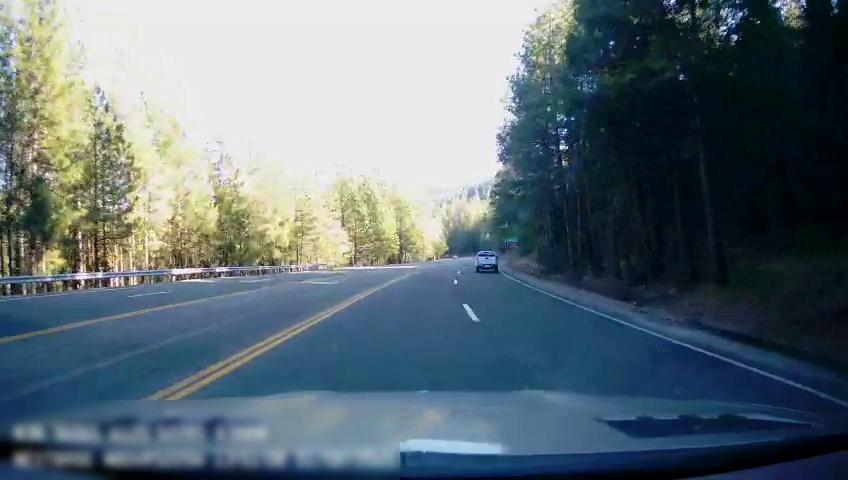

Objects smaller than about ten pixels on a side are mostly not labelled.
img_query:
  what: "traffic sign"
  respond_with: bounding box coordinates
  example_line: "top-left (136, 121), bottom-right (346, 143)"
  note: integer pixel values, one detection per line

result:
top-left (504, 237), bottom-right (521, 249)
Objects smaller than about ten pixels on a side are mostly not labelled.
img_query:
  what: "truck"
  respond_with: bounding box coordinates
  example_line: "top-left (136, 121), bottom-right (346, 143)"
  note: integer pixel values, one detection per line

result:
top-left (474, 250), bottom-right (499, 274)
